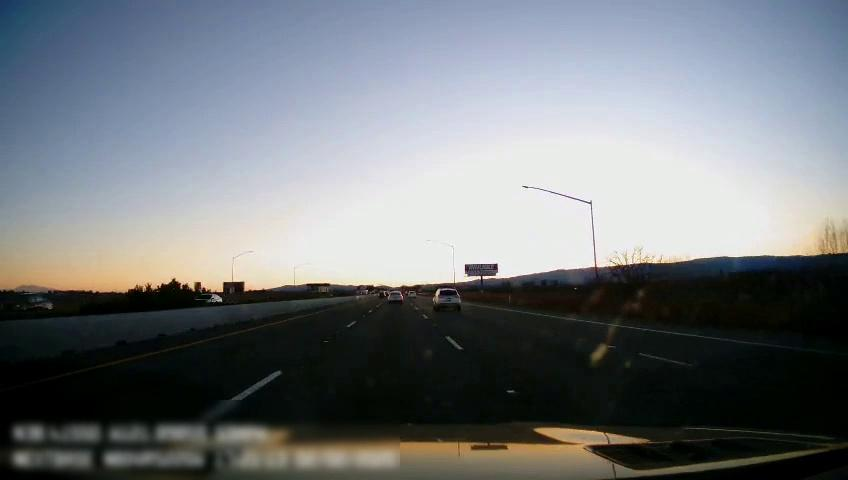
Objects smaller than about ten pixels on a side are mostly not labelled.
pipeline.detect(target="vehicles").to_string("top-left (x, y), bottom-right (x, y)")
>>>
top-left (431, 288), bottom-right (462, 312)
top-left (195, 293), bottom-right (223, 303)
top-left (0, 293), bottom-right (54, 322)
top-left (388, 291), bottom-right (404, 303)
